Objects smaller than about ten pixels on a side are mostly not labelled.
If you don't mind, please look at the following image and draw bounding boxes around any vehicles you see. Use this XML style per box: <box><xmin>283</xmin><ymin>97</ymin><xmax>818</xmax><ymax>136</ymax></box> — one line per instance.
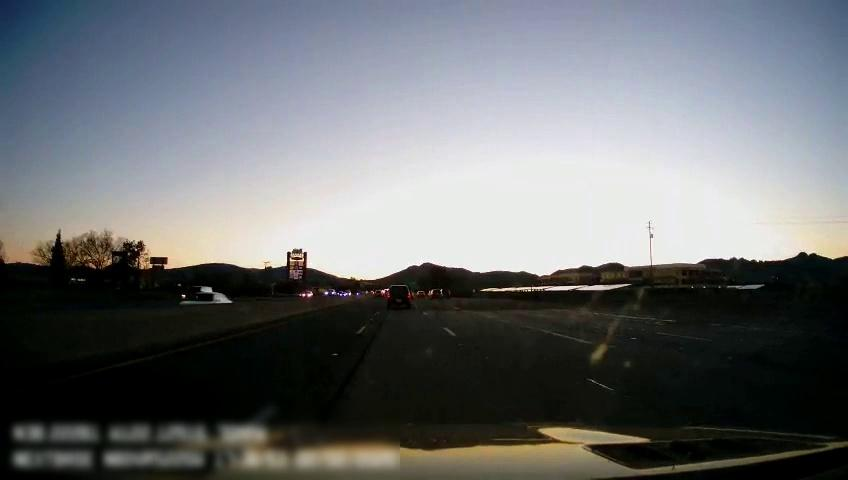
<box><xmin>179</xmin><ymin>291</ymin><xmax>234</xmax><ymax>305</ymax></box>
<box><xmin>180</xmin><ymin>285</ymin><xmax>213</xmax><ymax>300</ymax></box>
<box><xmin>323</xmin><ymin>288</ymin><xmax>338</xmax><ymax>296</ymax></box>
<box><xmin>427</xmin><ymin>288</ymin><xmax>443</xmax><ymax>300</ymax></box>
<box><xmin>440</xmin><ymin>288</ymin><xmax>451</xmax><ymax>297</ymax></box>
<box><xmin>302</xmin><ymin>290</ymin><xmax>314</xmax><ymax>298</ymax></box>
<box><xmin>385</xmin><ymin>284</ymin><xmax>412</xmax><ymax>309</ymax></box>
